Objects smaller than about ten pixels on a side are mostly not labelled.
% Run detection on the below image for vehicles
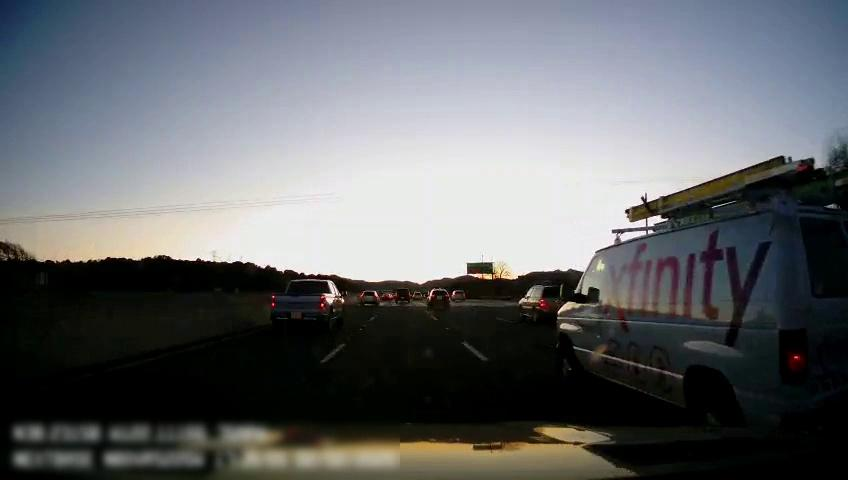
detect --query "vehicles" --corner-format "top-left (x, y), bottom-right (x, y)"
top-left (555, 206), bottom-right (848, 430)
top-left (518, 284), bottom-right (568, 323)
top-left (411, 291), bottom-right (423, 301)
top-left (426, 288), bottom-right (451, 307)
top-left (271, 279), bottom-right (347, 332)
top-left (394, 288), bottom-right (412, 304)
top-left (451, 290), bottom-right (466, 302)
top-left (381, 293), bottom-right (392, 301)
top-left (360, 290), bottom-right (380, 306)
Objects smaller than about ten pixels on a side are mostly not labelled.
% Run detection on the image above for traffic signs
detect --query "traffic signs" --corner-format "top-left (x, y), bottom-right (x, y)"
top-left (466, 261), bottom-right (494, 275)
